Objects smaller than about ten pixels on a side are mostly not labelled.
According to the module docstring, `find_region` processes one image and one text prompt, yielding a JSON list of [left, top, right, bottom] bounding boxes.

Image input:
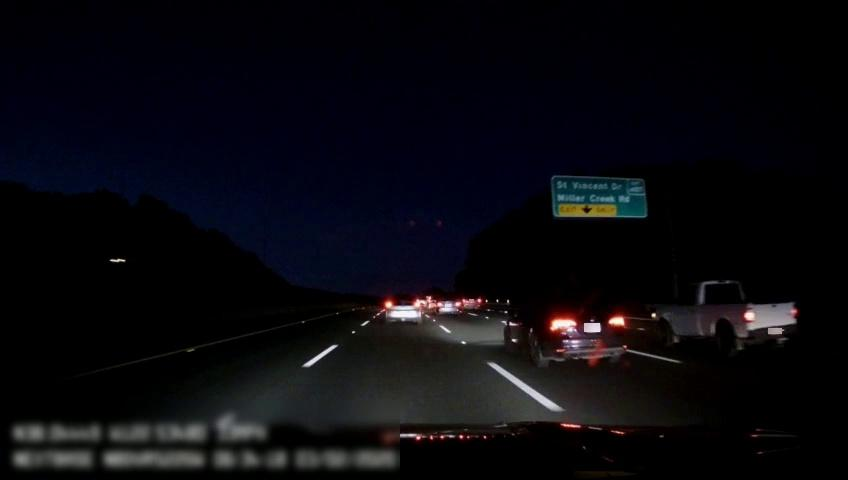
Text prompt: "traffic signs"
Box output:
[[550, 174, 649, 218]]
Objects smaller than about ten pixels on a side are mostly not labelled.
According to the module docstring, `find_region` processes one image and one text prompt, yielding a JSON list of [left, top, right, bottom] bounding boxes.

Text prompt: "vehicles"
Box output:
[[462, 293, 482, 311], [653, 278, 797, 360], [502, 290, 629, 368], [385, 293, 421, 323], [436, 294, 462, 317]]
